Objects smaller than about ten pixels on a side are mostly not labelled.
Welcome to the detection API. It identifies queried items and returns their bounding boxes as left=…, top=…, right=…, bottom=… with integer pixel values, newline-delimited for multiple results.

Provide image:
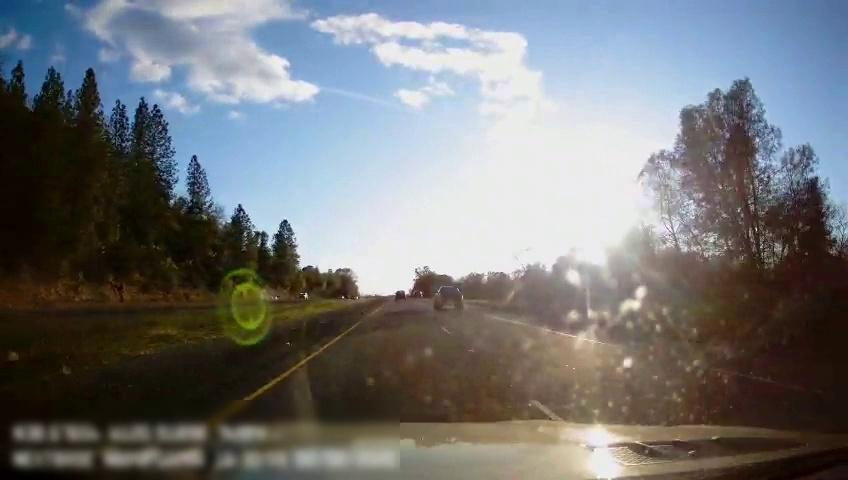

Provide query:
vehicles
left=411, top=289, right=422, bottom=299
left=394, top=290, right=406, bottom=300
left=297, top=291, right=310, bottom=302
left=434, top=287, right=463, bottom=311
